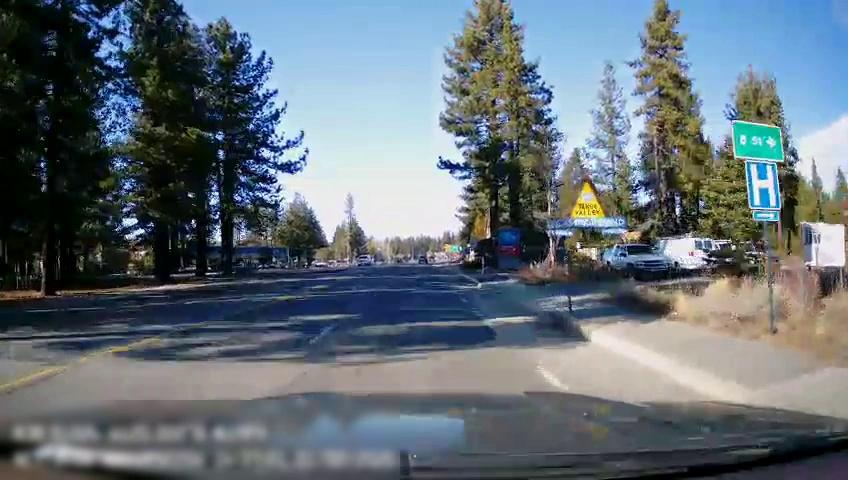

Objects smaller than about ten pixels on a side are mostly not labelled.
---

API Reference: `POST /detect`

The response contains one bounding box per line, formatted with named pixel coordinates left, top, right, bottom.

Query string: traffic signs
left=746, top=162, right=785, bottom=208
left=731, top=119, right=786, bottom=163
left=752, top=210, right=782, bottom=220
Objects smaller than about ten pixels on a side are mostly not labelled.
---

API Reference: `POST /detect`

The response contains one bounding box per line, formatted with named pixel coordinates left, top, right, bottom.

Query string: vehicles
left=310, top=257, right=333, bottom=274
left=600, top=243, right=670, bottom=282
left=356, top=254, right=373, bottom=267
left=709, top=240, right=740, bottom=267
left=651, top=239, right=717, bottom=274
